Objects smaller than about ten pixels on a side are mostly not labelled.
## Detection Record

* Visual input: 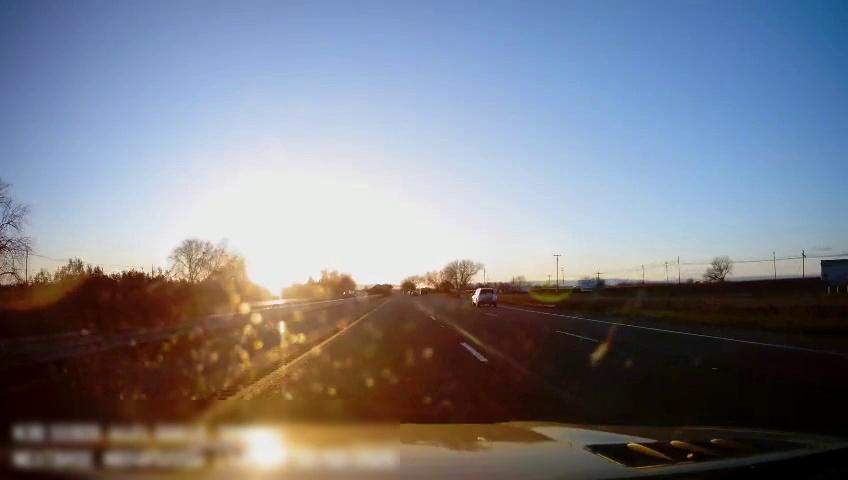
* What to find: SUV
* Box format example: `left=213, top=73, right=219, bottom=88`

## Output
left=472, top=287, right=497, bottom=307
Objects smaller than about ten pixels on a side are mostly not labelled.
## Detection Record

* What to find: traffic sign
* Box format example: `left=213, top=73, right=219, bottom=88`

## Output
left=576, top=278, right=601, bottom=293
